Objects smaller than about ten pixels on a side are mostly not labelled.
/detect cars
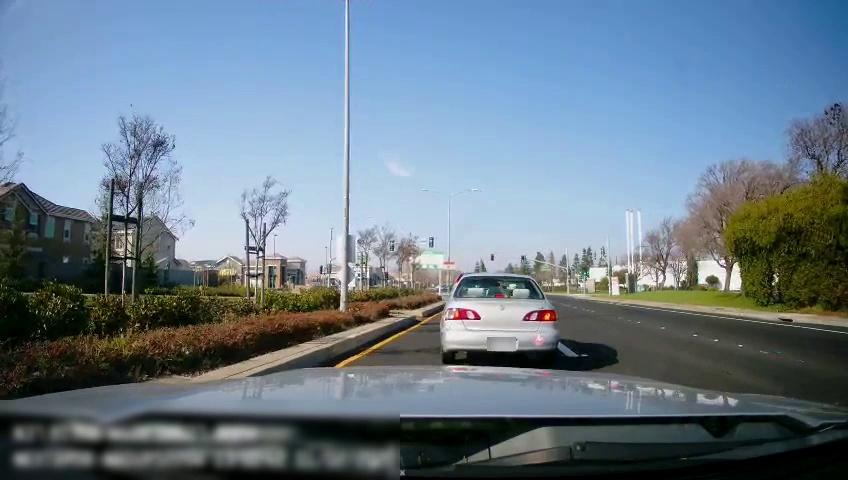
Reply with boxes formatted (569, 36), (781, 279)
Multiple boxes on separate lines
(440, 273), (559, 367)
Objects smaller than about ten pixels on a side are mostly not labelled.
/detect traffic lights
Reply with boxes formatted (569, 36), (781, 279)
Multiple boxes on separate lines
(389, 239), (395, 252)
(428, 237), (434, 249)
